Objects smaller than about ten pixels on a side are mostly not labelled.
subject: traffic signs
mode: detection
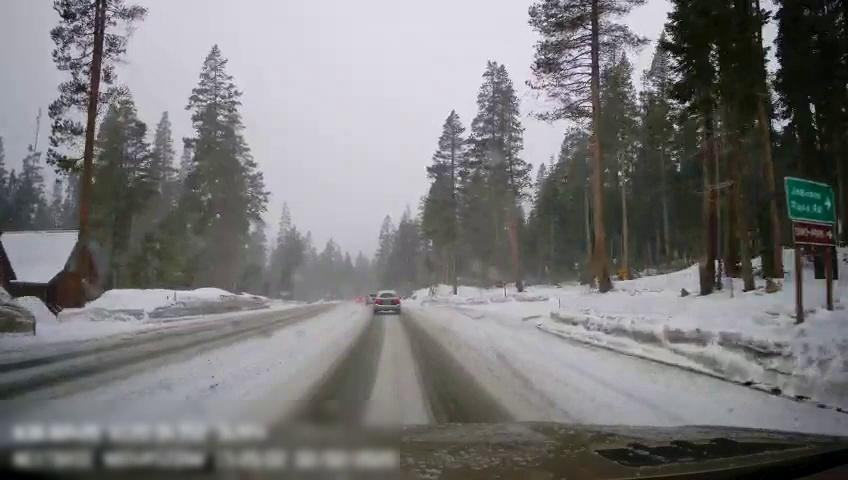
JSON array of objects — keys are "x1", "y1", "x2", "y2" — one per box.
[
  {"x1": 784, "y1": 175, "x2": 837, "y2": 225},
  {"x1": 794, "y1": 222, "x2": 837, "y2": 246}
]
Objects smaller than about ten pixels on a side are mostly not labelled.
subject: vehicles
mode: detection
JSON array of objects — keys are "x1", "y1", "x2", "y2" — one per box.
[
  {"x1": 365, "y1": 292, "x2": 386, "y2": 307},
  {"x1": 372, "y1": 289, "x2": 403, "y2": 315}
]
